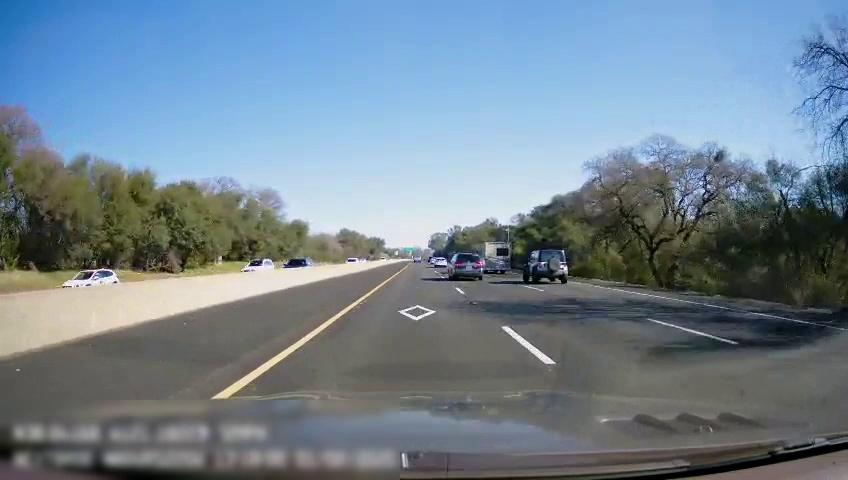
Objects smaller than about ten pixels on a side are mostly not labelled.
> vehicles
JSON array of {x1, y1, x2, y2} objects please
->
[
  {"x1": 434, "y1": 256, "x2": 447, "y2": 267},
  {"x1": 61, "y1": 269, "x2": 120, "y2": 288},
  {"x1": 471, "y1": 242, "x2": 511, "y2": 274},
  {"x1": 241, "y1": 259, "x2": 274, "y2": 273},
  {"x1": 522, "y1": 249, "x2": 569, "y2": 284},
  {"x1": 447, "y1": 252, "x2": 484, "y2": 281},
  {"x1": 346, "y1": 257, "x2": 360, "y2": 264},
  {"x1": 413, "y1": 255, "x2": 422, "y2": 264},
  {"x1": 282, "y1": 258, "x2": 309, "y2": 268}
]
